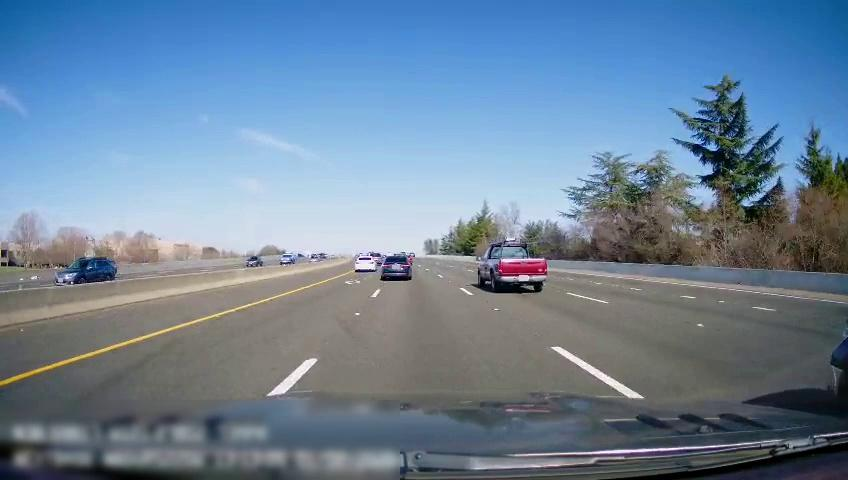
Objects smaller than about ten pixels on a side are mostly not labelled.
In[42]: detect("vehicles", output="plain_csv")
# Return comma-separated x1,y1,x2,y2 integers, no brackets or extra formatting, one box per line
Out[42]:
243,256,264,268
476,235,549,292
369,252,382,267
279,253,296,265
829,335,848,418
354,255,377,273
52,256,117,287
380,255,412,281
